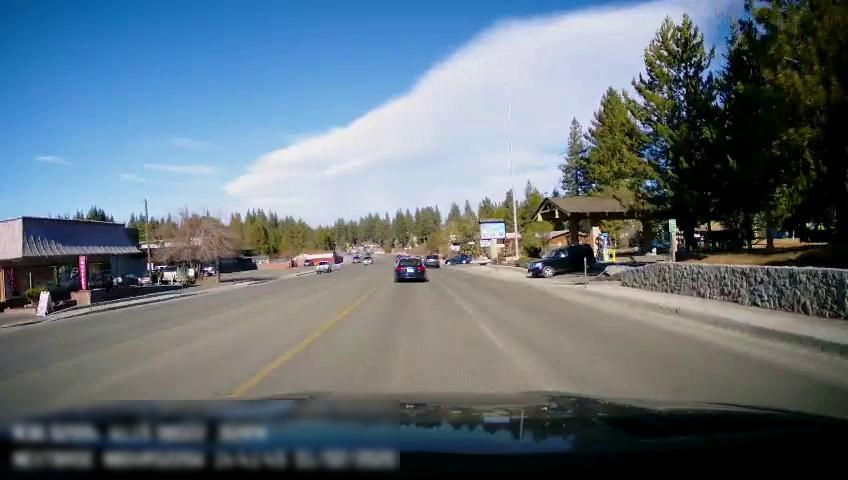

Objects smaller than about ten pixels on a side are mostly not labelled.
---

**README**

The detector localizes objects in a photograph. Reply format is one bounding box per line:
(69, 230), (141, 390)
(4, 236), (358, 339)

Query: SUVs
(526, 244), (598, 278)
(424, 256), (440, 267)
(137, 270), (163, 285)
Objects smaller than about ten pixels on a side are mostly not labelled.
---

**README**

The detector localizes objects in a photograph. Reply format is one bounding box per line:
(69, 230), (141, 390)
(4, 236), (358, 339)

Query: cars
(116, 271), (140, 285)
(445, 254), (470, 264)
(362, 257), (373, 265)
(395, 256), (427, 283)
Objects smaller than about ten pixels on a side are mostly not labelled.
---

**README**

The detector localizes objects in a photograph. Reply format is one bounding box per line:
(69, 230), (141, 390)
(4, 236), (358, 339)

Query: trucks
(316, 262), (330, 274)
